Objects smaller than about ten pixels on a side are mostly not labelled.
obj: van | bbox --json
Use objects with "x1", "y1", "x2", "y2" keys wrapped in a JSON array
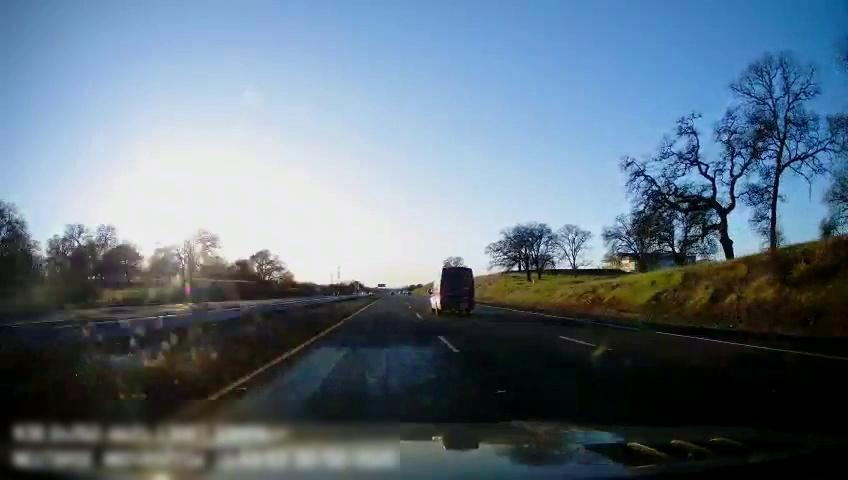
[{"x1": 428, "y1": 267, "x2": 476, "y2": 317}]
